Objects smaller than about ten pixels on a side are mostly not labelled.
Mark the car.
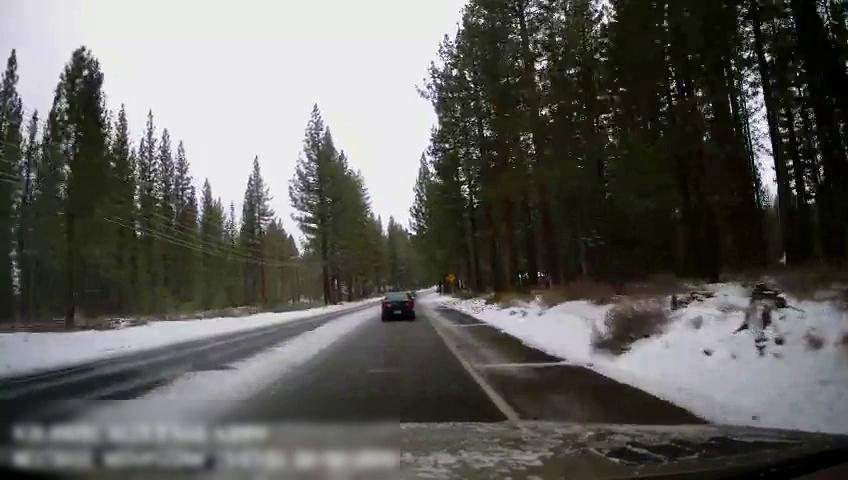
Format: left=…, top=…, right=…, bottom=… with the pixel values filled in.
left=381, top=291, right=415, bottom=320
